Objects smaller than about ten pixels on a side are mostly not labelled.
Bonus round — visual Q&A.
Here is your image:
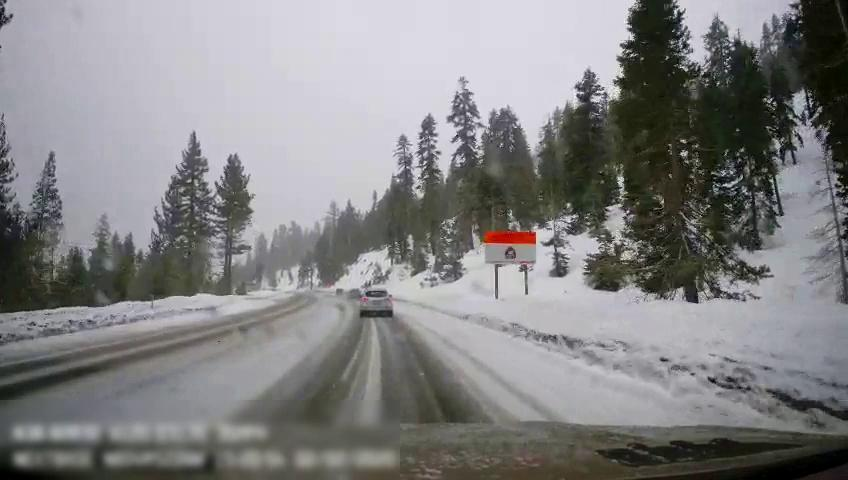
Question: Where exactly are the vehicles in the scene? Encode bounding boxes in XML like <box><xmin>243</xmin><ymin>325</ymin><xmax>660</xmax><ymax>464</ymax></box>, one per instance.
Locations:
<box><xmin>334</xmin><ymin>287</ymin><xmax>346</xmax><ymax>296</ymax></box>
<box><xmin>347</xmin><ymin>288</ymin><xmax>363</xmax><ymax>300</ymax></box>
<box><xmin>357</xmin><ymin>288</ymin><xmax>394</xmax><ymax>318</ymax></box>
